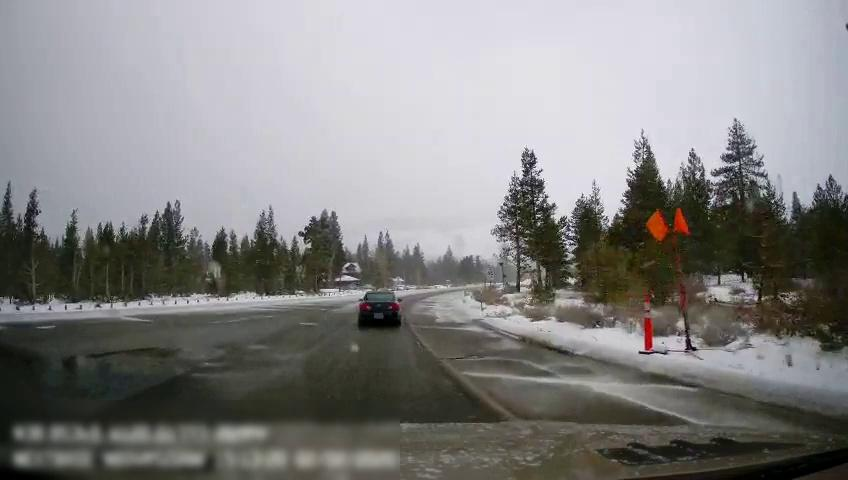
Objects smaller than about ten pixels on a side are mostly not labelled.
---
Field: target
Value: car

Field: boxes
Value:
[358,291,403,327]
